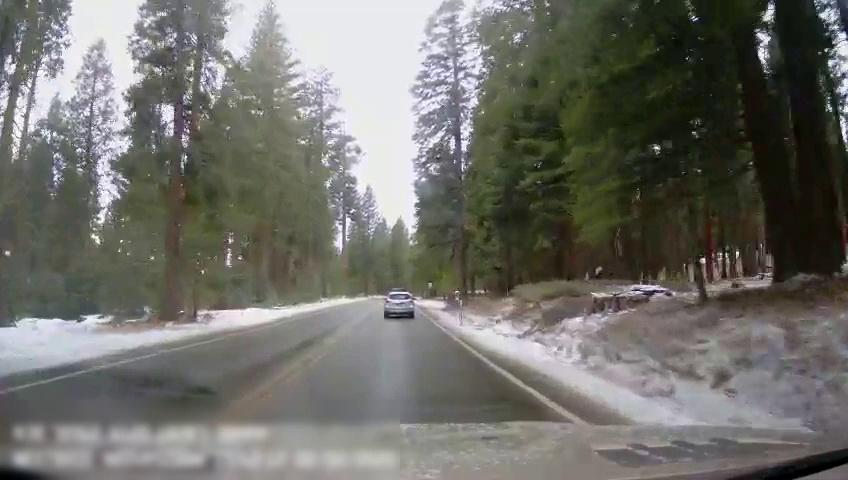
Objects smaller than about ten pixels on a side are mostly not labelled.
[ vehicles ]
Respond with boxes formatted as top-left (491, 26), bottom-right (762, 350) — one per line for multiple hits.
top-left (391, 289), bottom-right (408, 294)
top-left (384, 293), bottom-right (415, 319)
